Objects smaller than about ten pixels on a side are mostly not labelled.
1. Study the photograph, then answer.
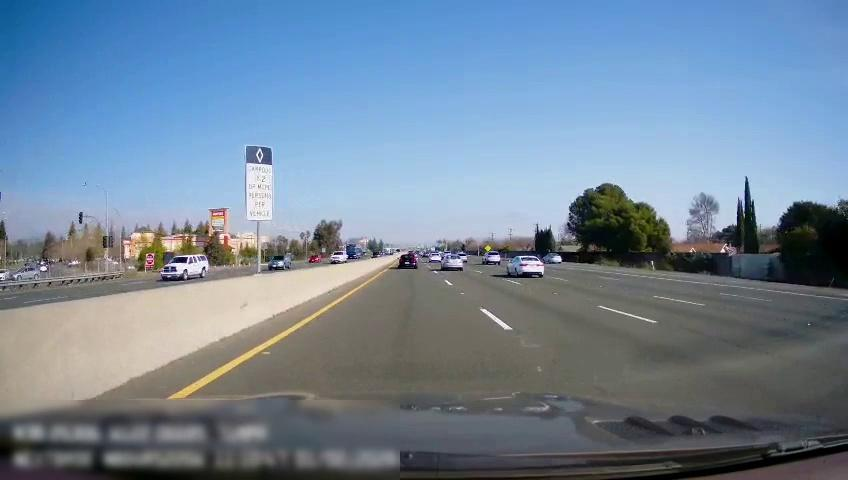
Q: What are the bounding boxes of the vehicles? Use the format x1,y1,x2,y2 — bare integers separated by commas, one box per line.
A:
160,254,210,281
458,253,469,262
0,268,12,281
540,253,562,265
440,255,464,272
308,256,321,263
345,243,362,260
40,265,48,273
329,250,349,265
12,267,40,281
428,252,442,263
268,255,292,272
506,256,545,278
481,251,502,265
398,254,417,269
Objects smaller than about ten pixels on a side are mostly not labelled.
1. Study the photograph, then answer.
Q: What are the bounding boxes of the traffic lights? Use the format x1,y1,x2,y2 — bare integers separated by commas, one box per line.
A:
78,211,83,225
102,235,107,249
109,235,114,248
